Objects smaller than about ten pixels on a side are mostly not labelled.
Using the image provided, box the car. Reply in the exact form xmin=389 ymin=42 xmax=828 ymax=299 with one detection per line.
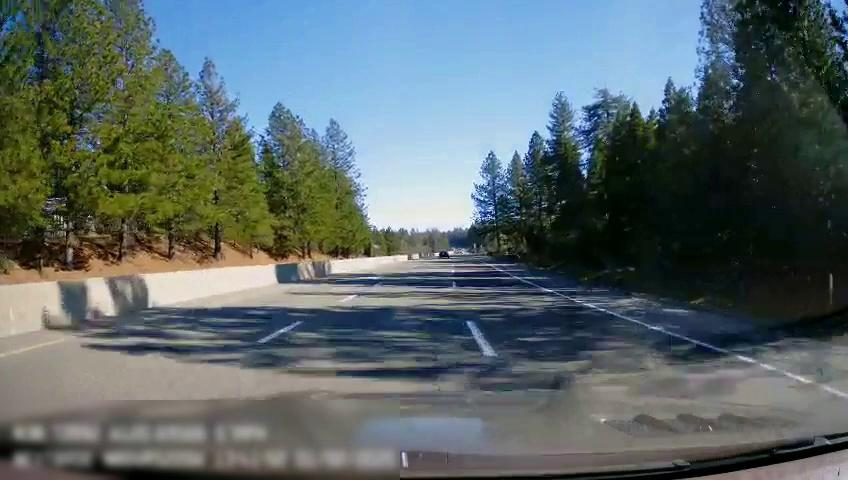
xmin=439 ymin=250 xmax=450 ymax=259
